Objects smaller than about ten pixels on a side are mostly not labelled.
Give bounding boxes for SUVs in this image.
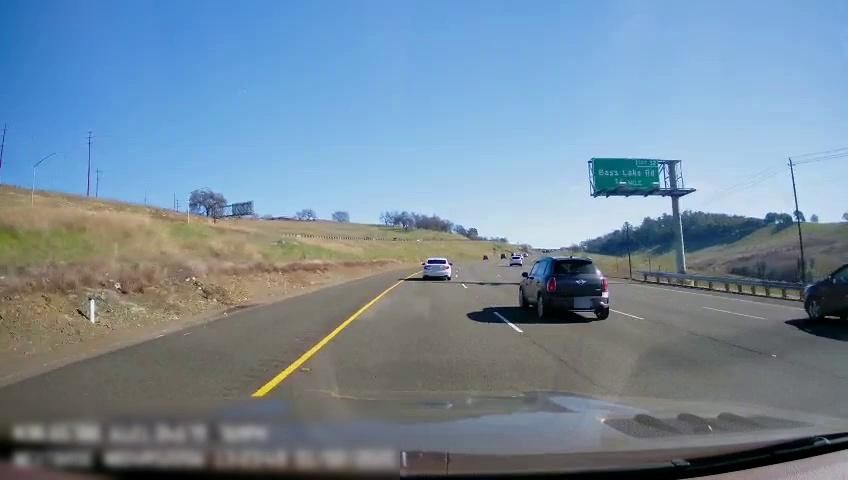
[804,264,848,325]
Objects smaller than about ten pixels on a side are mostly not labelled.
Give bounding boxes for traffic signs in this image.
[591,157,661,193]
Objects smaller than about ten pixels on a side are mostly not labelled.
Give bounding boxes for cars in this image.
[509,255,523,267]
[518,255,611,322]
[422,258,451,280]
